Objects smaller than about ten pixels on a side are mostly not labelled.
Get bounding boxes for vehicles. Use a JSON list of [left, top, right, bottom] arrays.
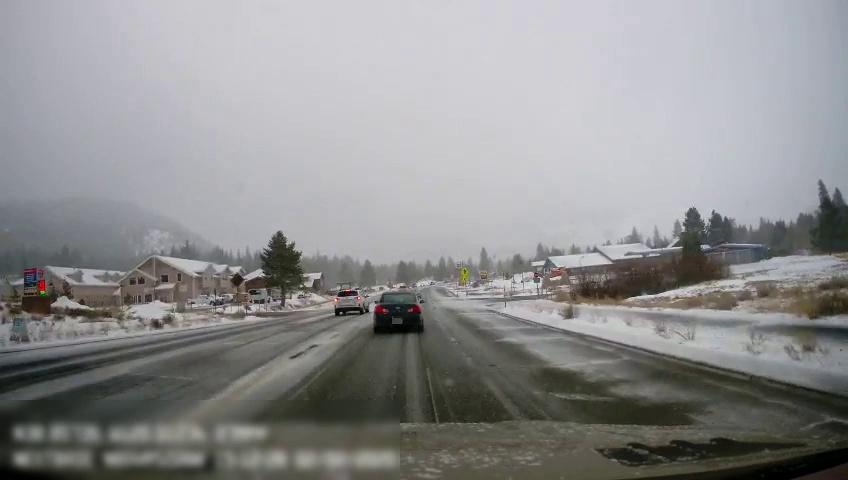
[[272, 288, 292, 302], [334, 290, 370, 315], [219, 294, 236, 303], [208, 295, 225, 306], [411, 289, 422, 298], [248, 289, 271, 305], [297, 290, 311, 299], [188, 295, 218, 306], [374, 291, 425, 333]]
